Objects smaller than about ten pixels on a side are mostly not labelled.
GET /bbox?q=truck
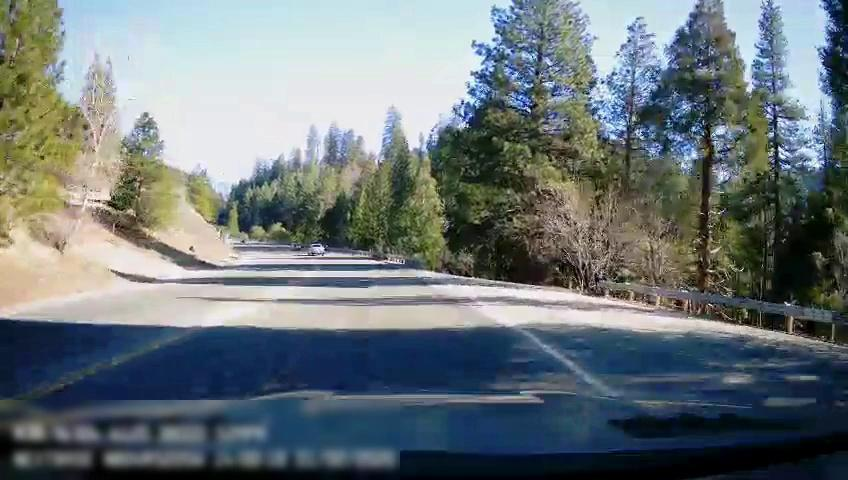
[308,243,325,256]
